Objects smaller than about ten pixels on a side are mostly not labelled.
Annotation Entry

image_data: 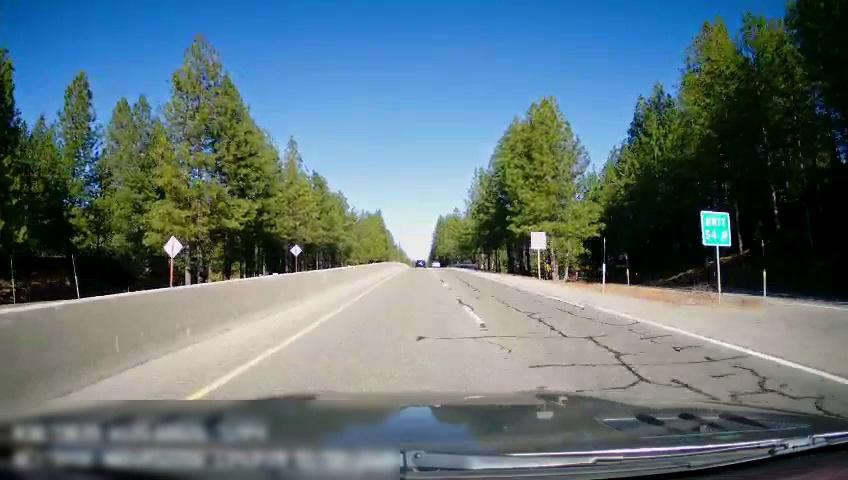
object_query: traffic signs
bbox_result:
[530,231,547,250]
[700,210,732,247]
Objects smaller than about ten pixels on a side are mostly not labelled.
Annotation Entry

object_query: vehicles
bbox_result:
[414,259,426,269]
